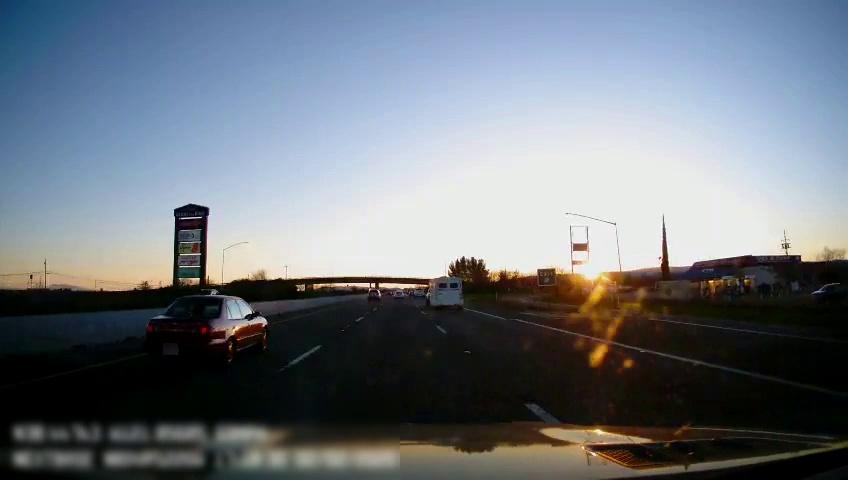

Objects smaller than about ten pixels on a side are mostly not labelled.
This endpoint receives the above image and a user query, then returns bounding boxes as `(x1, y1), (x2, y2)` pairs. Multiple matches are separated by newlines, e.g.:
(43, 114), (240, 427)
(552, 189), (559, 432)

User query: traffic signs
(537, 268), (556, 286)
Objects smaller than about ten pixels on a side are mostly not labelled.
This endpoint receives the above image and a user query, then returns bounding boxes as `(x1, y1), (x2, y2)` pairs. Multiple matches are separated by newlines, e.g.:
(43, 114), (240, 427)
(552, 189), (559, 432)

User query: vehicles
(367, 289), (382, 302)
(426, 289), (431, 306)
(412, 288), (427, 299)
(200, 288), (220, 298)
(393, 289), (405, 299)
(144, 294), (271, 369)
(428, 276), (464, 309)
